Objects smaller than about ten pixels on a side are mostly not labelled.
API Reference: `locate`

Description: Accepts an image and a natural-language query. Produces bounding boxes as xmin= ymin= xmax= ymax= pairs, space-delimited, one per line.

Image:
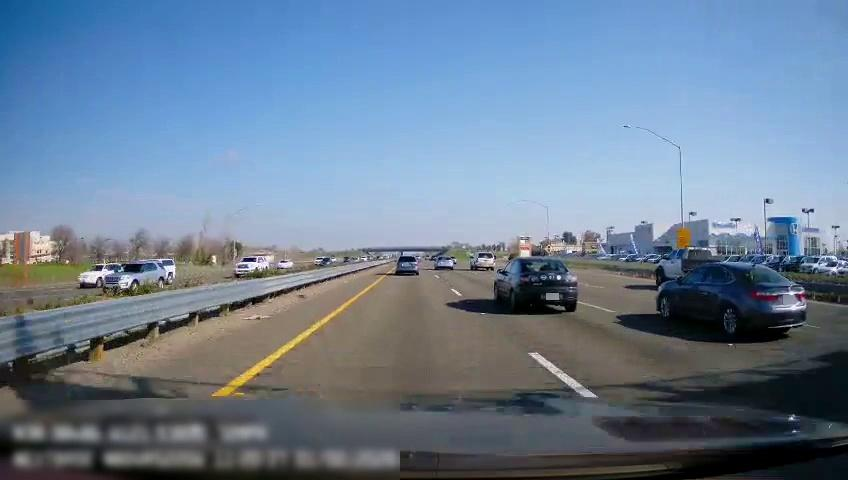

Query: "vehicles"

xmin=234 ymin=256 xmax=270 ymax=279
xmin=394 ymin=255 xmax=420 ymax=276
xmin=493 ymin=255 xmax=578 ymax=314
xmin=319 ymin=257 xmax=334 ymax=267
xmin=655 ymin=261 xmax=808 ymax=340
xmin=469 ymin=251 xmax=495 ymax=271
xmin=138 ymin=258 xmax=176 ymax=286
xmin=314 ymin=256 xmax=325 ymax=266
xmin=101 ymin=260 xmax=168 ymax=295
xmin=655 ymin=247 xmax=739 ymax=289
xmin=276 ymin=258 xmax=294 ymax=270
xmin=78 ymin=262 xmax=123 ymax=290
xmin=434 ymin=255 xmax=454 ymax=271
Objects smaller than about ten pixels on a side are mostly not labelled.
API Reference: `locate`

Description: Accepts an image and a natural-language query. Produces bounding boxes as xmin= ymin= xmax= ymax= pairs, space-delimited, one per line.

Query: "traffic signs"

xmin=676 ymin=228 xmax=692 ymax=248
xmin=543 ymin=244 xmax=554 ymax=254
